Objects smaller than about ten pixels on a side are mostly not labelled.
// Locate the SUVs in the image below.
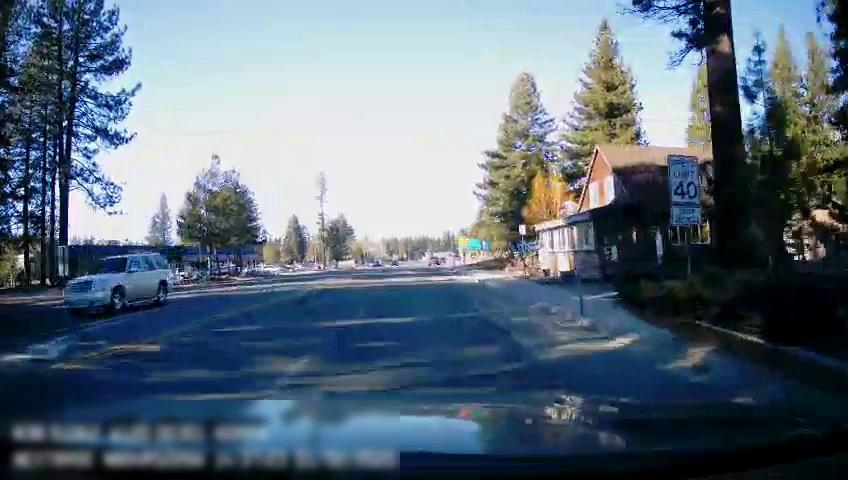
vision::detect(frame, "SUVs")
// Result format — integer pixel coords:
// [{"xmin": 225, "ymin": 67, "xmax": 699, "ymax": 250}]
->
[{"xmin": 62, "ymin": 254, "xmax": 171, "ymax": 318}]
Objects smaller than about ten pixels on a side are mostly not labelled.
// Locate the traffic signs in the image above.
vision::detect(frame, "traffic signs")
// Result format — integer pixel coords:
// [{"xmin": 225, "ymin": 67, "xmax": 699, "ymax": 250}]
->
[
  {"xmin": 668, "ymin": 157, "xmax": 704, "ymax": 226},
  {"xmin": 464, "ymin": 237, "xmax": 487, "ymax": 249}
]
